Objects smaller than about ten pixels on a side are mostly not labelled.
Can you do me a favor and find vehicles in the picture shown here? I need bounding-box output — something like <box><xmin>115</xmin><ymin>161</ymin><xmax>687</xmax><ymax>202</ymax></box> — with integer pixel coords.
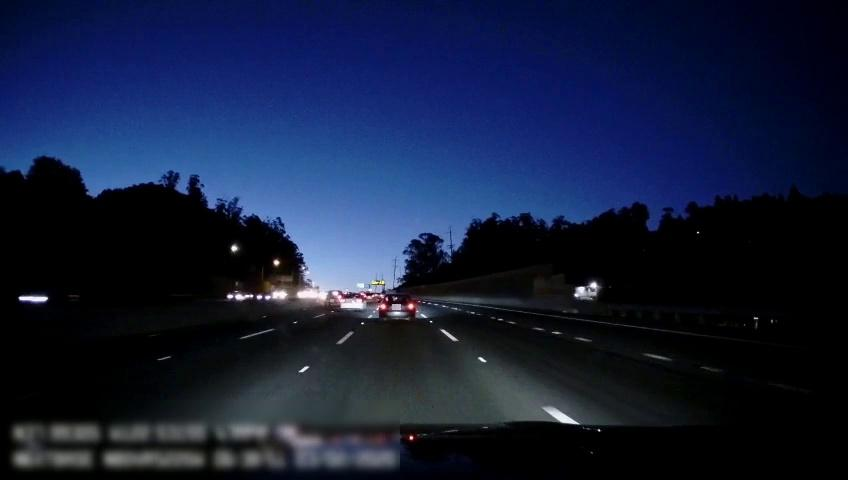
<box><xmin>255</xmin><ymin>292</ymin><xmax>274</xmax><ymax>302</ymax></box>
<box><xmin>377</xmin><ymin>293</ymin><xmax>415</xmax><ymax>324</ymax></box>
<box><xmin>340</xmin><ymin>292</ymin><xmax>367</xmax><ymax>313</ymax></box>
<box><xmin>324</xmin><ymin>290</ymin><xmax>346</xmax><ymax>308</ymax></box>
<box><xmin>227</xmin><ymin>290</ymin><xmax>246</xmax><ymax>301</ymax></box>
<box><xmin>17</xmin><ymin>286</ymin><xmax>80</xmax><ymax>306</ymax></box>
<box><xmin>272</xmin><ymin>289</ymin><xmax>287</xmax><ymax>299</ymax></box>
